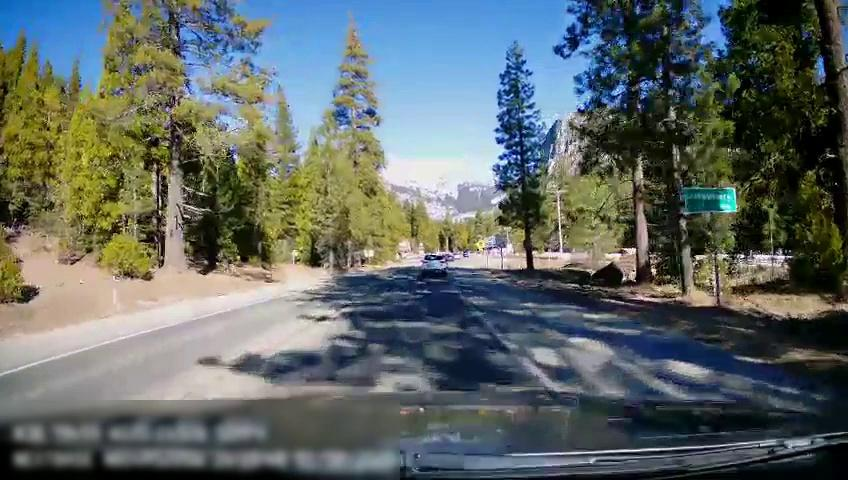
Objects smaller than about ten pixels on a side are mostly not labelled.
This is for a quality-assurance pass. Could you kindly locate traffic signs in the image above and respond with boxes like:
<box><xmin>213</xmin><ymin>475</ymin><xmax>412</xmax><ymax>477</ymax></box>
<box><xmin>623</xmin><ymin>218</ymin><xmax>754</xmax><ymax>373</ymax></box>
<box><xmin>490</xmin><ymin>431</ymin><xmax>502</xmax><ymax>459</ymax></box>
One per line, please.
<box><xmin>682</xmin><ymin>185</ymin><xmax>738</xmax><ymax>214</ymax></box>
<box><xmin>495</xmin><ymin>233</ymin><xmax>507</xmax><ymax>249</ymax></box>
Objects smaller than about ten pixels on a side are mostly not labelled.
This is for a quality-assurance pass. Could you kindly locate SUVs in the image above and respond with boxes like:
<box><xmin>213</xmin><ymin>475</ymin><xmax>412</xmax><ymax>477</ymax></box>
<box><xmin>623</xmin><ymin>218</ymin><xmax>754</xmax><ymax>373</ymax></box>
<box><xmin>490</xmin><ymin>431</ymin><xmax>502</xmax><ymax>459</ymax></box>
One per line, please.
<box><xmin>420</xmin><ymin>254</ymin><xmax>448</xmax><ymax>275</ymax></box>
